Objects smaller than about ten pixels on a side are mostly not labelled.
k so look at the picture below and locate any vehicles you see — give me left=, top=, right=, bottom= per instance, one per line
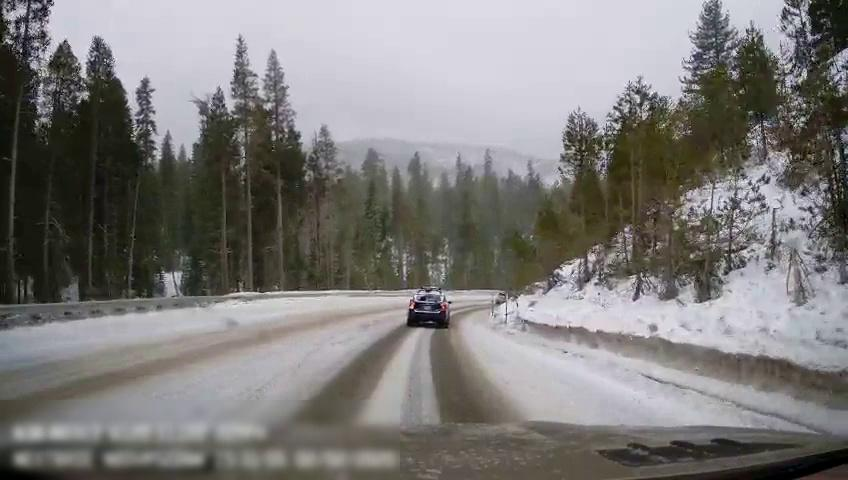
left=494, top=291, right=506, bottom=305
left=406, top=285, right=453, bottom=330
